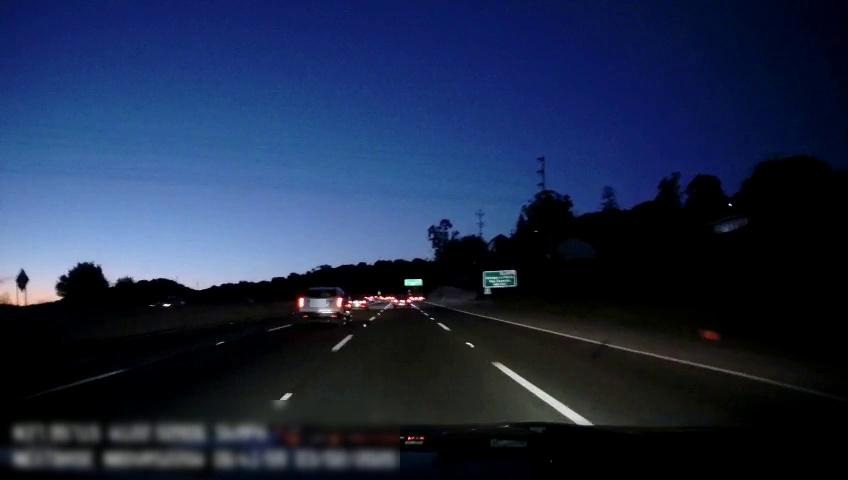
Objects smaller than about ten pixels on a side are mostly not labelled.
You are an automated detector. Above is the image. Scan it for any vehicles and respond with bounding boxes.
[411,290,425,303]
[348,292,368,314]
[393,292,412,309]
[149,296,185,314]
[294,285,353,329]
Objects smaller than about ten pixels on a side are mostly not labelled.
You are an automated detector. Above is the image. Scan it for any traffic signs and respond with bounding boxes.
[482,270,517,287]
[404,279,422,286]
